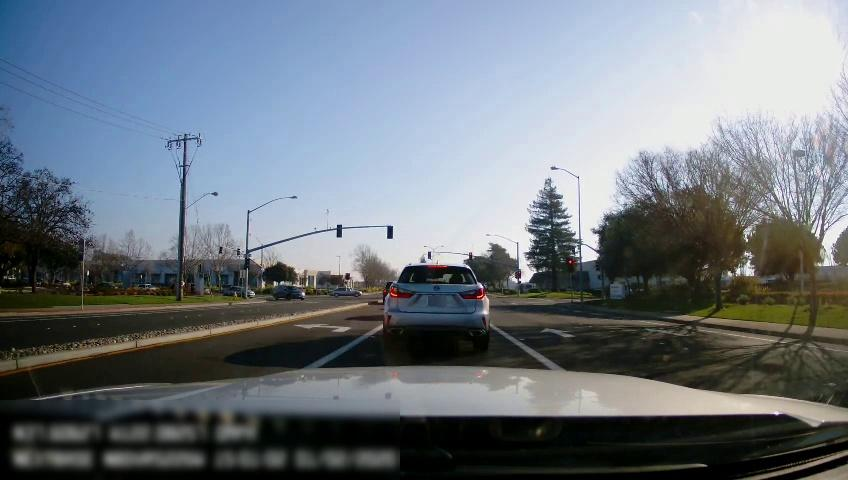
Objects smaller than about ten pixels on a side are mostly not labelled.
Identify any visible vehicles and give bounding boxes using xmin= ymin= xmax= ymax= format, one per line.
xmin=330 ymin=286 xmax=361 ymax=298
xmin=382 ymin=280 xmax=396 ymax=305
xmin=270 ymin=286 xmax=306 ymax=301
xmin=384 ymin=264 xmax=490 ymax=351
xmin=223 ymin=286 xmax=256 ymax=299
